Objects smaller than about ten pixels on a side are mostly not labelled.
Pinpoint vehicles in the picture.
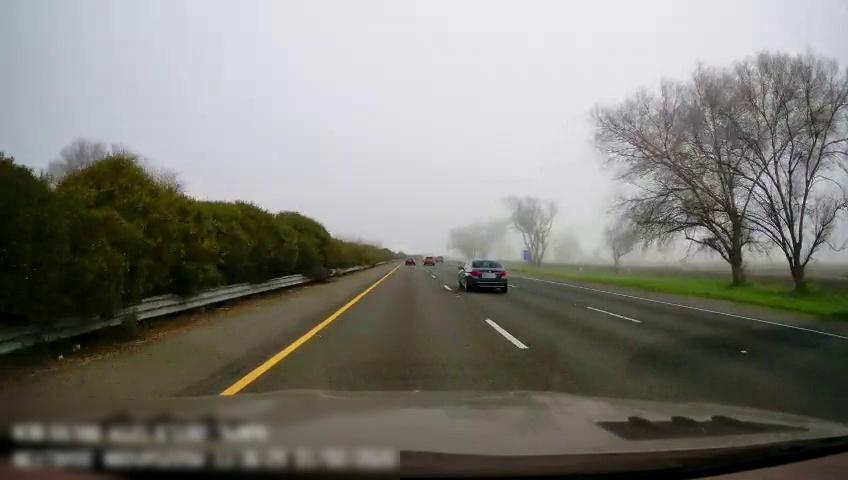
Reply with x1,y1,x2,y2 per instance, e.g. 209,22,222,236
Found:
423,255,435,266
435,256,444,263
456,258,509,293
404,258,417,267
